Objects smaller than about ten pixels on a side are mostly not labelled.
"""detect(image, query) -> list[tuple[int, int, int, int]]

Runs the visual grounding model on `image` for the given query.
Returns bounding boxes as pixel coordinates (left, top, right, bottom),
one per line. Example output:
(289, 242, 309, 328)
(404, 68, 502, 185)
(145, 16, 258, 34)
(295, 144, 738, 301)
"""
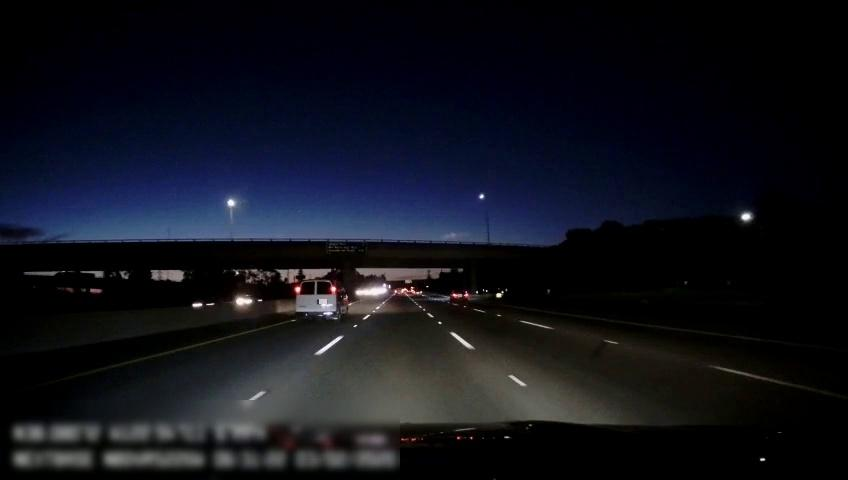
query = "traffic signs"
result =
(328, 241, 365, 253)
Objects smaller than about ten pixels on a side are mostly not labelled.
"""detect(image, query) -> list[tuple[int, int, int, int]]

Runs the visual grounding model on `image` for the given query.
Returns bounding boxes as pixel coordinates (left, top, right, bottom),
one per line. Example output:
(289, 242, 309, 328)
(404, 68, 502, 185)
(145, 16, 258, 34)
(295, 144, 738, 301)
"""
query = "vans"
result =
(295, 278, 350, 323)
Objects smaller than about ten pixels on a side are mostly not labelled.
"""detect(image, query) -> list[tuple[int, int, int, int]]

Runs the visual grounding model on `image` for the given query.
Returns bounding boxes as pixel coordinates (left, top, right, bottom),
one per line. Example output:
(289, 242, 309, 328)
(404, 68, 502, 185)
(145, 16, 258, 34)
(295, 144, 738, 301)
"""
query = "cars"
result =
(449, 288, 470, 303)
(234, 292, 263, 305)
